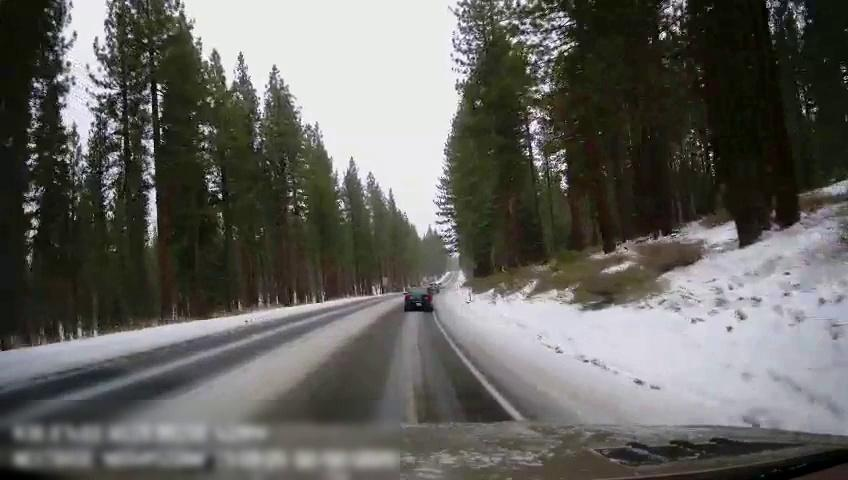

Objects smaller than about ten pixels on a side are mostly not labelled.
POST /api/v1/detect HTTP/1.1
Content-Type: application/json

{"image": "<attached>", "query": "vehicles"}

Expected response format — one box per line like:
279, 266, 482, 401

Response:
426, 282, 440, 295
403, 287, 433, 313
